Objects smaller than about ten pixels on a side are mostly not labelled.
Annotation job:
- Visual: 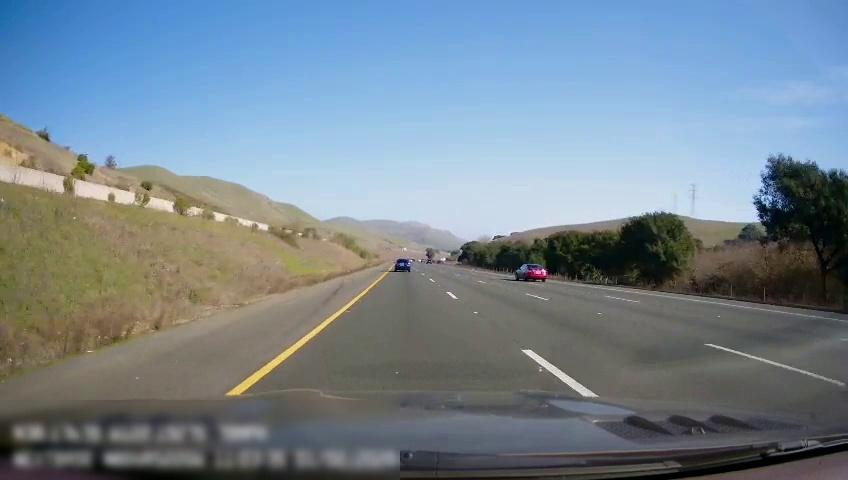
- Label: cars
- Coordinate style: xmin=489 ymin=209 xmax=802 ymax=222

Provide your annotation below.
xmin=394 ymin=258 xmax=413 ymax=272
xmin=515 ymin=264 xmax=547 ymax=282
